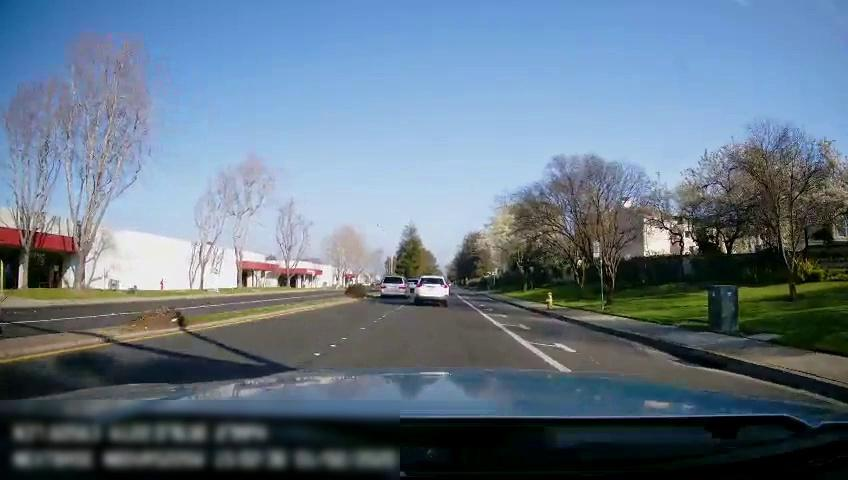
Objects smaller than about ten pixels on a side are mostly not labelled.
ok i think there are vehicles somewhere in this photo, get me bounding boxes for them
[379,275,412,298]
[404,277,422,290]
[413,274,450,306]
